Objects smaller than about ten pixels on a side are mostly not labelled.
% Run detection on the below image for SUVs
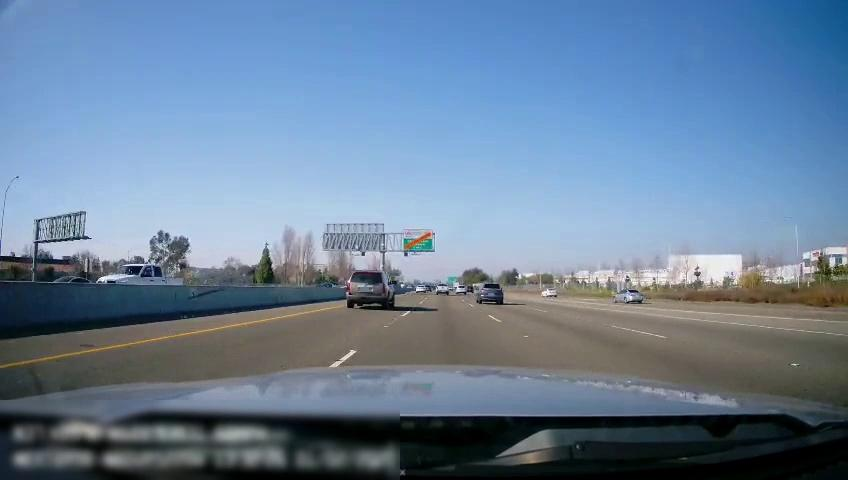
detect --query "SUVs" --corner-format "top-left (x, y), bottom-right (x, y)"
top-left (476, 282), bottom-right (504, 305)
top-left (436, 283), bottom-right (450, 296)
top-left (344, 269), bottom-right (399, 310)
top-left (454, 284), bottom-right (467, 296)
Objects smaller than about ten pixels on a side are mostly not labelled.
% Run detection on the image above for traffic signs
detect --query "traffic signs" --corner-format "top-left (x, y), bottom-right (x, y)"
top-left (403, 231), bottom-right (437, 253)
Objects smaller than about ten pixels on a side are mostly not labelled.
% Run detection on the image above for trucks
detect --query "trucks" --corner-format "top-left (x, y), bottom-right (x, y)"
top-left (95, 263), bottom-right (186, 287)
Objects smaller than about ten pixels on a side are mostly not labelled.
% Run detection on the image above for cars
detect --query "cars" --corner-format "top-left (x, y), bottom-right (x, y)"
top-left (541, 287), bottom-right (557, 298)
top-left (50, 274), bottom-right (94, 284)
top-left (415, 283), bottom-right (427, 294)
top-left (613, 288), bottom-right (644, 304)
